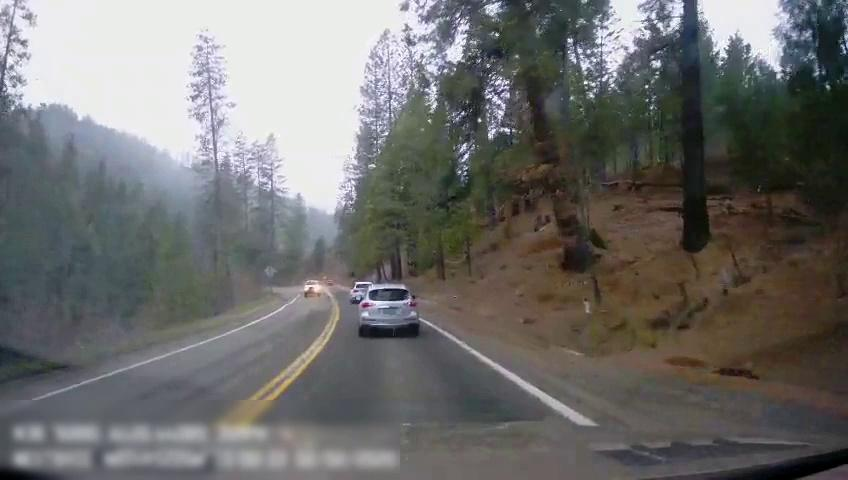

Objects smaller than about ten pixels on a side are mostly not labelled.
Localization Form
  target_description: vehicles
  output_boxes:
[357,284,420,337]
[303,280,321,297]
[349,282,374,304]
